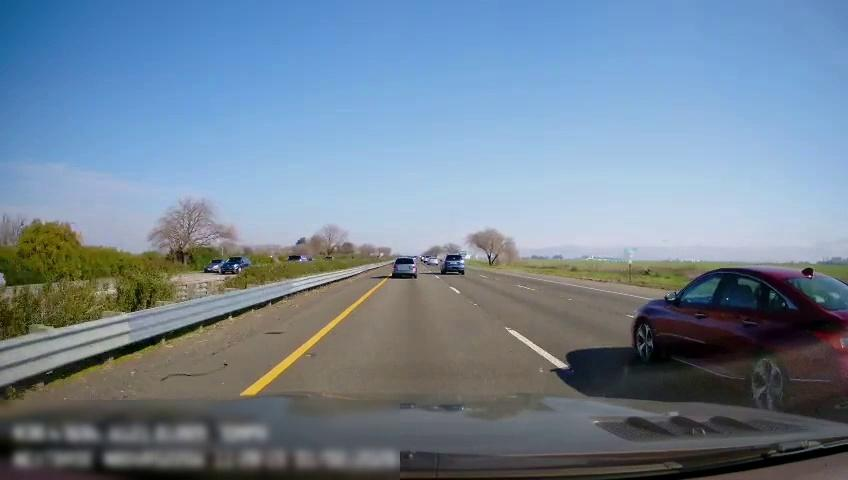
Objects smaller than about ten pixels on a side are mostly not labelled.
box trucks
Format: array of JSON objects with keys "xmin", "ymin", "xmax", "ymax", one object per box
[{"xmin": 287, "ymin": 255, "xmax": 311, "ymax": 264}]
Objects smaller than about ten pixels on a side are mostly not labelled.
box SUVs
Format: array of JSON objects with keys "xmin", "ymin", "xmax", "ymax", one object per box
[
  {"xmin": 220, "ymin": 256, "xmax": 252, "ymax": 276},
  {"xmin": 390, "ymin": 256, "xmax": 419, "ymax": 280},
  {"xmin": 439, "ymin": 254, "xmax": 465, "ymax": 276}
]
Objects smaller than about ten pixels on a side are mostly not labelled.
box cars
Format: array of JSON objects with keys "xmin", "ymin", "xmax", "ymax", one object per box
[
  {"xmin": 202, "ymin": 259, "xmax": 225, "ymax": 275},
  {"xmin": 631, "ymin": 264, "xmax": 848, "ymax": 424},
  {"xmin": 427, "ymin": 257, "xmax": 438, "ymax": 267}
]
